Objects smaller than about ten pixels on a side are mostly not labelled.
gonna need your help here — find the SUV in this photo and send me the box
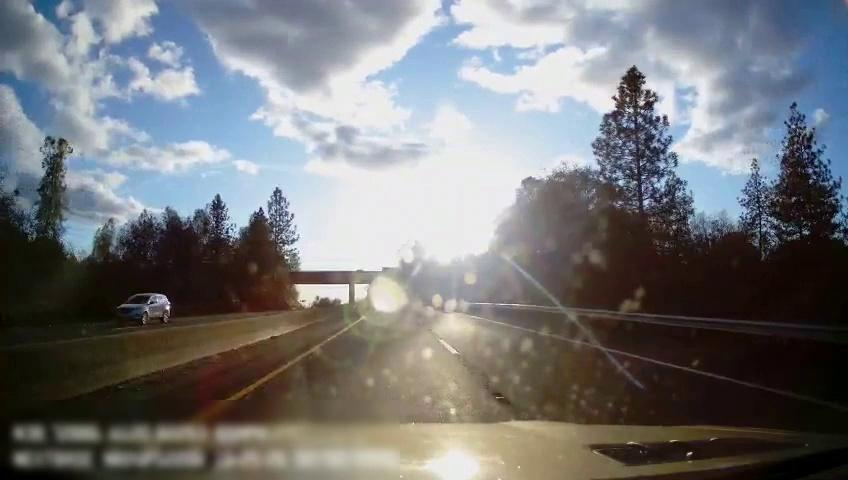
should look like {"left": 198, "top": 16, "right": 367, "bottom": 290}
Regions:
{"left": 116, "top": 293, "right": 171, "bottom": 326}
